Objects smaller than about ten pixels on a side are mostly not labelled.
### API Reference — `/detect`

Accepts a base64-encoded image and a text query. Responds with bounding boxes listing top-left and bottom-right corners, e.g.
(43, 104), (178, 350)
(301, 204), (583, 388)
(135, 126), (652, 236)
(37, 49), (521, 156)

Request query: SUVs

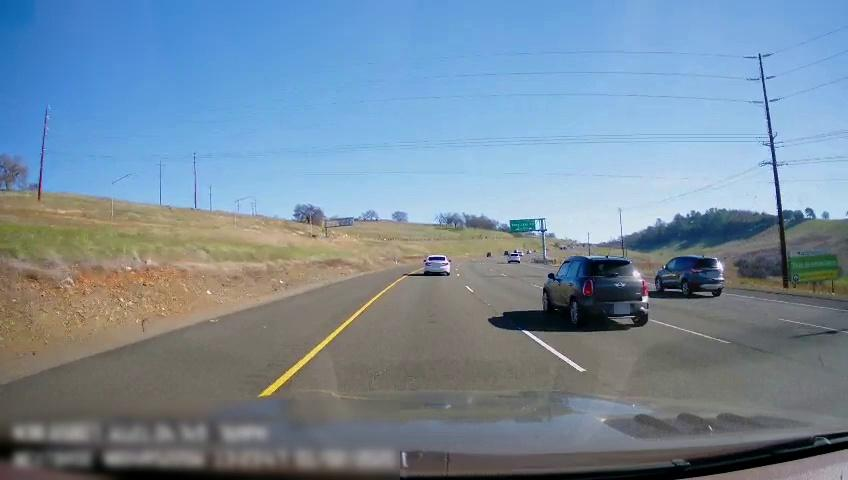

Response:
(654, 256), (725, 297)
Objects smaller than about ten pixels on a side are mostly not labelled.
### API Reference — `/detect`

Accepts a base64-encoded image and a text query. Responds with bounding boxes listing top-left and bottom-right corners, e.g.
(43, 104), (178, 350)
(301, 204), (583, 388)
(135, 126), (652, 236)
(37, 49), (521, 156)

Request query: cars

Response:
(540, 255), (651, 331)
(507, 252), (521, 263)
(423, 255), (451, 276)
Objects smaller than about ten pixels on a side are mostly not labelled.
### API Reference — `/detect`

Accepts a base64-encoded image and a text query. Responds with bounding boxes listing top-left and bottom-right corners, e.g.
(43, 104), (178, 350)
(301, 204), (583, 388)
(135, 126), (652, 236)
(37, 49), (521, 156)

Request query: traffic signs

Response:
(509, 219), (536, 232)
